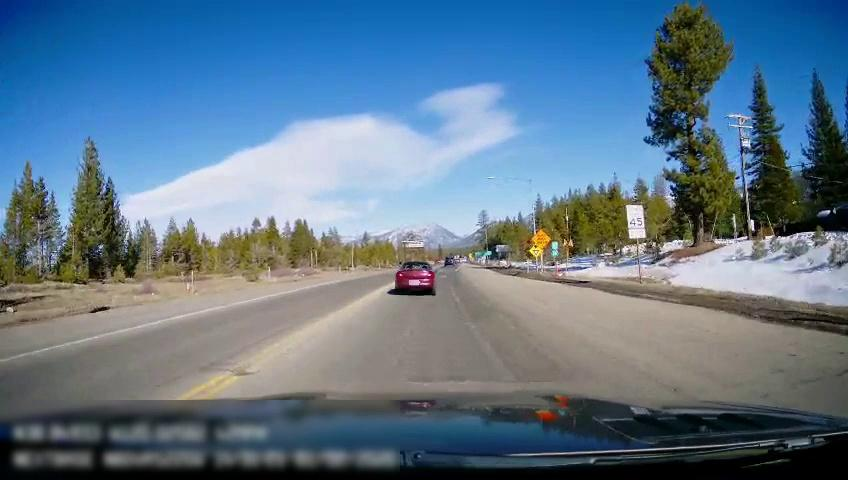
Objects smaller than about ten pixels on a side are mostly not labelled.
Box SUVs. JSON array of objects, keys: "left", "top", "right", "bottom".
[{"left": 445, "top": 256, "right": 456, "bottom": 266}]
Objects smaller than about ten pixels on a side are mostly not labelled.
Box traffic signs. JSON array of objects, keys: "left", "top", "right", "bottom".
[
  {"left": 529, "top": 246, "right": 543, "bottom": 257},
  {"left": 550, "top": 240, "right": 559, "bottom": 251},
  {"left": 496, "top": 245, "right": 511, "bottom": 252},
  {"left": 530, "top": 230, "right": 550, "bottom": 248},
  {"left": 626, "top": 205, "right": 647, "bottom": 239},
  {"left": 563, "top": 237, "right": 573, "bottom": 248}
]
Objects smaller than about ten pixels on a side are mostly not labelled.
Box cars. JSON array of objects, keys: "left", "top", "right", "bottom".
[{"left": 395, "top": 261, "right": 437, "bottom": 293}]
